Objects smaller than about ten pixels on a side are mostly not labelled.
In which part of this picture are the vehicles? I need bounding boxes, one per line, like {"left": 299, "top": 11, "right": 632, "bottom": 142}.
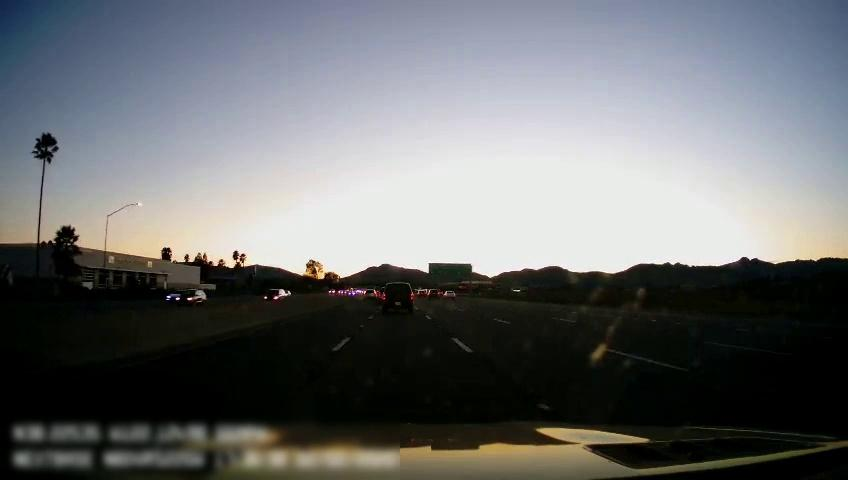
{"left": 375, "top": 286, "right": 384, "bottom": 305}
{"left": 175, "top": 288, "right": 207, "bottom": 304}
{"left": 442, "top": 290, "right": 456, "bottom": 300}
{"left": 426, "top": 288, "right": 440, "bottom": 300}
{"left": 263, "top": 288, "right": 287, "bottom": 300}
{"left": 381, "top": 281, "right": 415, "bottom": 313}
